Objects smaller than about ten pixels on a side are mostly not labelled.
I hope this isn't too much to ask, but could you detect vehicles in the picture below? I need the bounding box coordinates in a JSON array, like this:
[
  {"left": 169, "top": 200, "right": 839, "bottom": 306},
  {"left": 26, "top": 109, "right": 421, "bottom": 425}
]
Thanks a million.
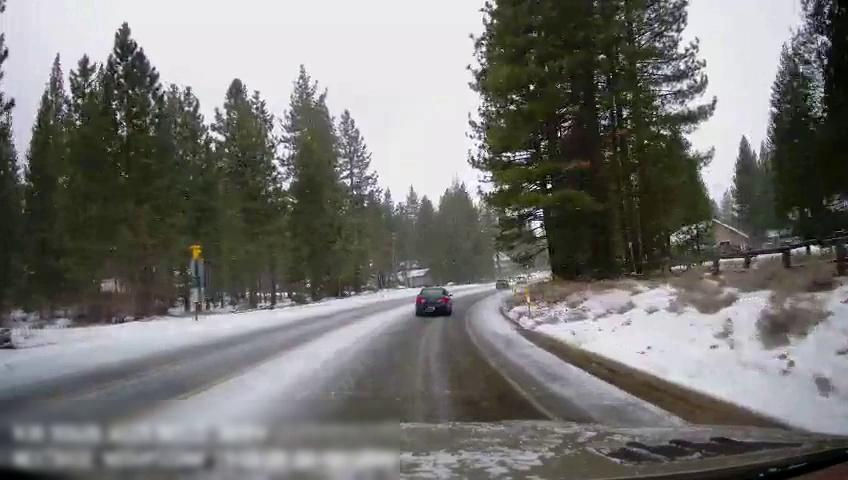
[
  {"left": 415, "top": 287, "right": 454, "bottom": 316},
  {"left": 515, "top": 275, "right": 528, "bottom": 285},
  {"left": 495, "top": 278, "right": 510, "bottom": 289}
]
